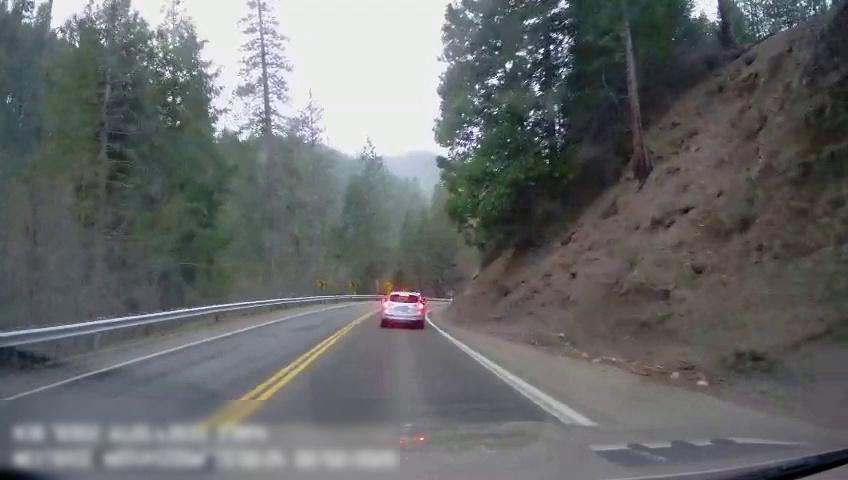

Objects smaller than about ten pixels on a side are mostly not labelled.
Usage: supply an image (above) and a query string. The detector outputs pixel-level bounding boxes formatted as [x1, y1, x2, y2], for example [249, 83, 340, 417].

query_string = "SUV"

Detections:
[381, 292, 425, 328]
